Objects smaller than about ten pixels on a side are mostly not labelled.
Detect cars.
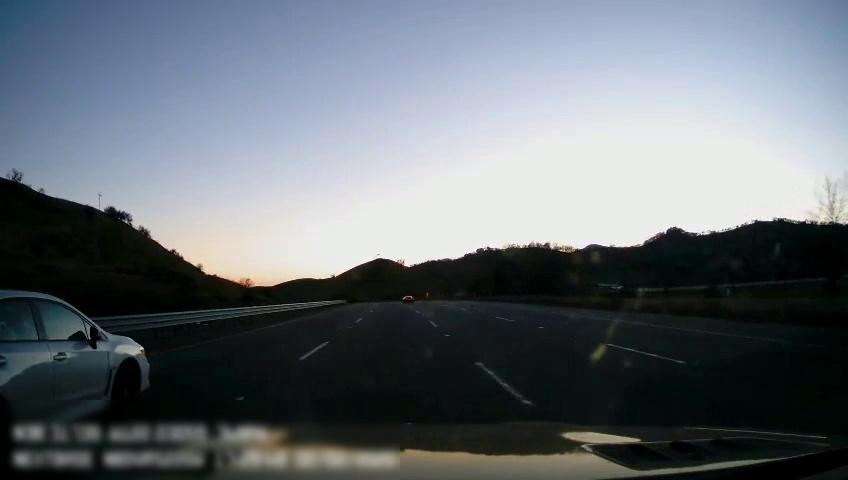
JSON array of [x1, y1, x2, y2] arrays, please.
[[402, 295, 414, 304], [0, 289, 153, 443]]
